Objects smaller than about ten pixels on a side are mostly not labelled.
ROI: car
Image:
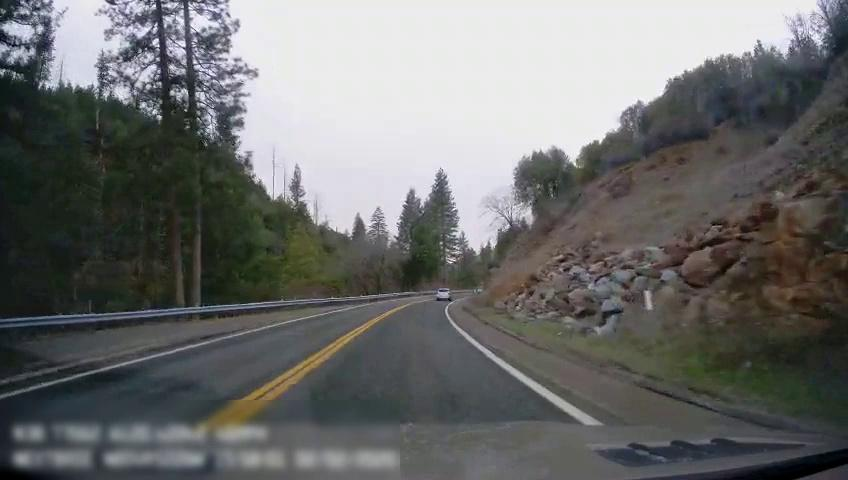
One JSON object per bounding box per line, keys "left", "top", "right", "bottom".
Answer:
{"left": 436, "top": 288, "right": 452, "bottom": 302}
